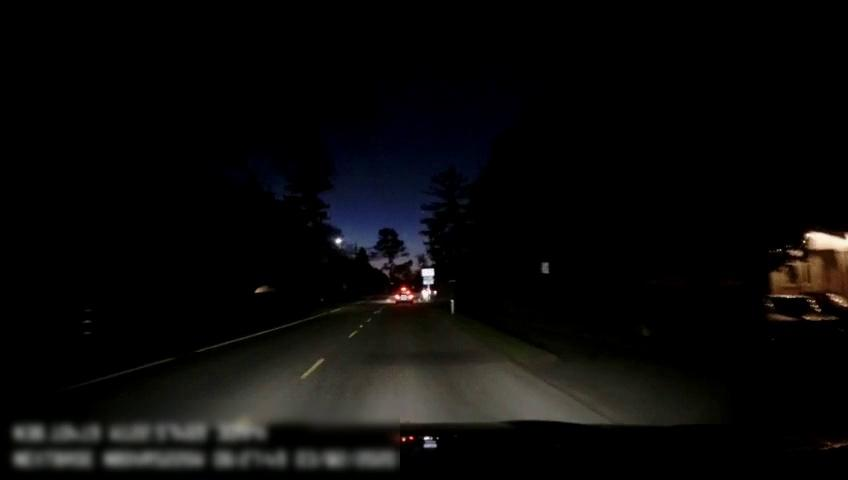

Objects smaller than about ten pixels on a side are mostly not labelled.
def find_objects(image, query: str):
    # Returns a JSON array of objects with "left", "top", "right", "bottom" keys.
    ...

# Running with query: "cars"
[{"left": 394, "top": 288, "right": 414, "bottom": 304}]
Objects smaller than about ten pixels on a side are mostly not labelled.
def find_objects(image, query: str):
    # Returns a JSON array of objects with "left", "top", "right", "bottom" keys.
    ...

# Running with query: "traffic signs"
[
  {"left": 421, "top": 268, "right": 434, "bottom": 276},
  {"left": 423, "top": 276, "right": 434, "bottom": 285}
]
